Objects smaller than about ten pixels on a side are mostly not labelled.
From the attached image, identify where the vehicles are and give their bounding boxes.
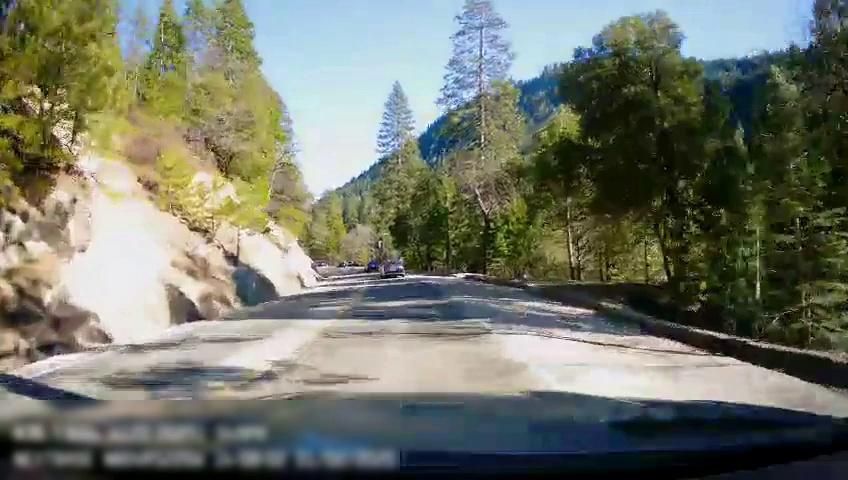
[367,260,380,273]
[379,260,405,279]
